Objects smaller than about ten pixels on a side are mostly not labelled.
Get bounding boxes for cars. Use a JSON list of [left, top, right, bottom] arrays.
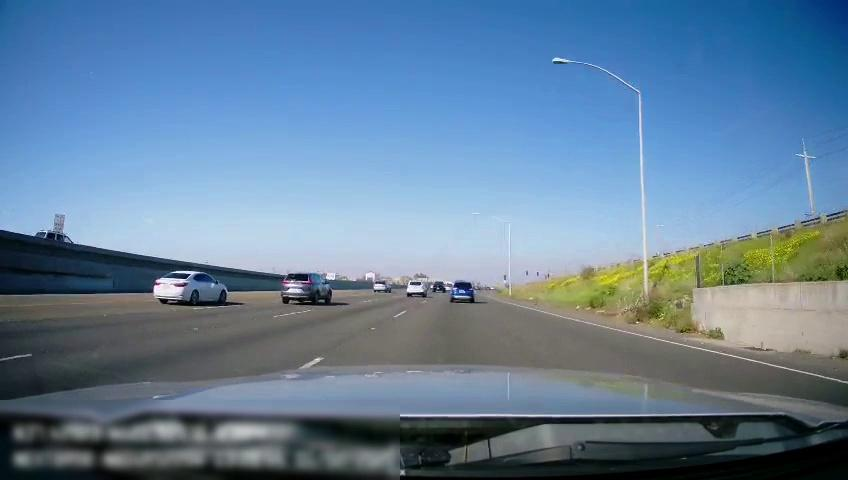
[[152, 270, 229, 306]]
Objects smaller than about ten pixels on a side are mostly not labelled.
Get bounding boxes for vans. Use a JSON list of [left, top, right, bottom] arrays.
[[373, 280, 392, 293]]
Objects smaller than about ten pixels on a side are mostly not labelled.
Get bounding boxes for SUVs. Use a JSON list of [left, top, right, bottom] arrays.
[[406, 279, 428, 298], [33, 228, 74, 244], [432, 281, 446, 293], [280, 272, 333, 305], [449, 281, 476, 304]]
